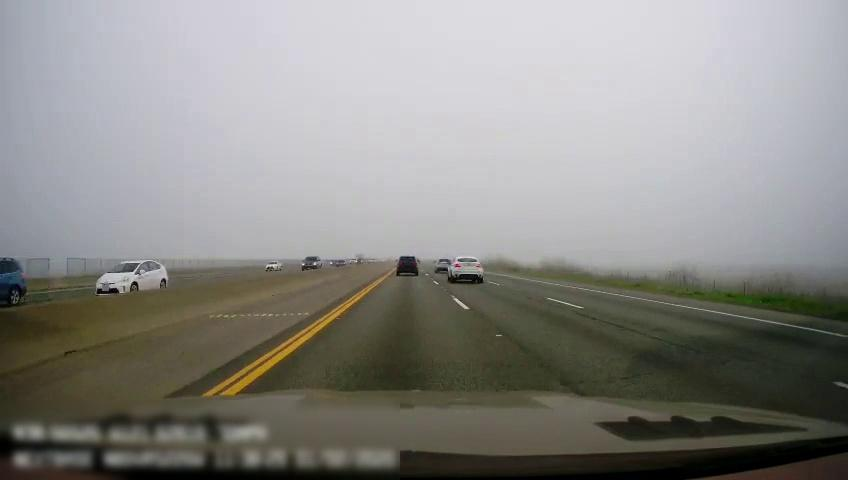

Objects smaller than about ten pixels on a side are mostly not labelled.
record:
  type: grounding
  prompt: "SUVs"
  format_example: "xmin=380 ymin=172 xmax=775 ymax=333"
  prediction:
xmin=394 ymin=255 xmax=420 ymax=276
xmin=447 ymin=255 xmax=485 ymax=284
xmin=300 ymin=255 xmax=324 ymax=273
xmin=433 ymin=258 xmax=453 ymax=273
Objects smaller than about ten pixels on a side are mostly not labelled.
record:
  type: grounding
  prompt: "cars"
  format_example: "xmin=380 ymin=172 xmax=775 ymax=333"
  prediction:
xmin=94 ymin=260 xmax=170 ymax=297
xmin=0 ymin=256 xmax=28 ymax=307
xmin=334 ymin=259 xmax=348 ymax=268
xmin=264 ymin=260 xmax=284 ymax=272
